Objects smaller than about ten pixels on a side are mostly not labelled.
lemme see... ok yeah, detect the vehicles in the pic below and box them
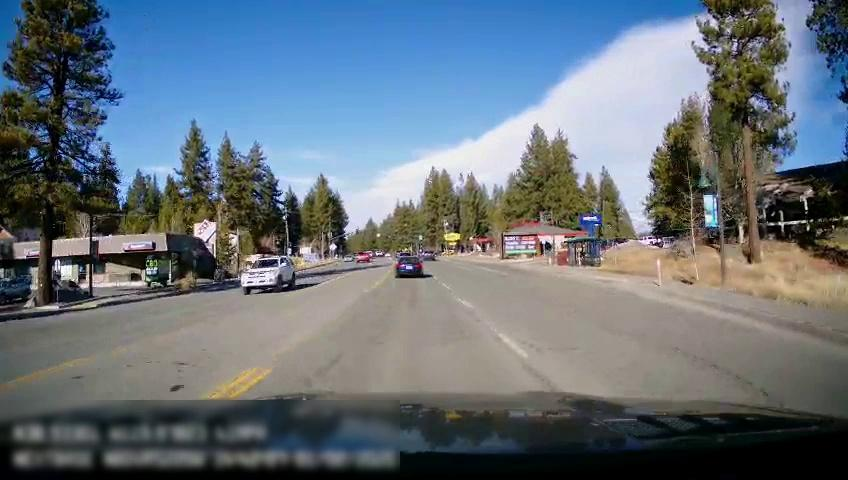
[356,251,372,264]
[0,277,31,299]
[395,255,423,278]
[423,249,435,260]
[241,256,296,295]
